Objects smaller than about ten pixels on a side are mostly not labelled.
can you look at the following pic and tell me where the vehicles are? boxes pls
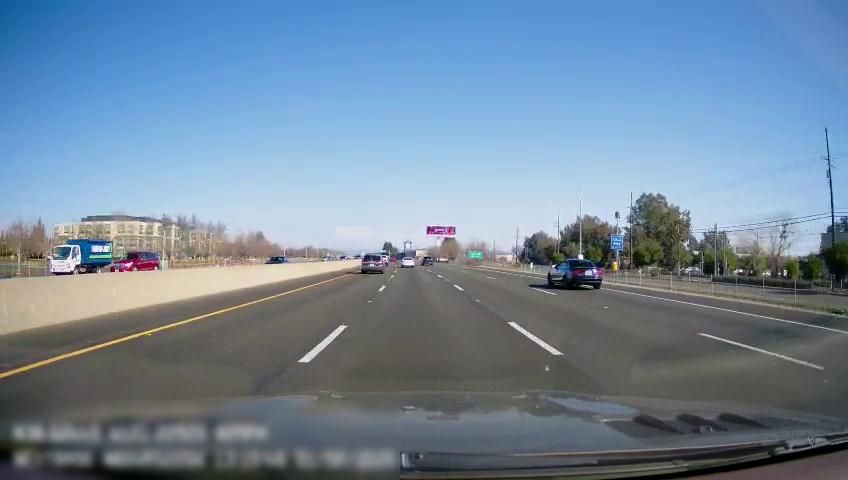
[108,250,161,272]
[49,239,114,276]
[401,257,414,269]
[547,259,603,290]
[361,254,385,274]
[373,255,389,268]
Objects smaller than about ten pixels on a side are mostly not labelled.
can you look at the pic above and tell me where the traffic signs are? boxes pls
[610,234,625,250]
